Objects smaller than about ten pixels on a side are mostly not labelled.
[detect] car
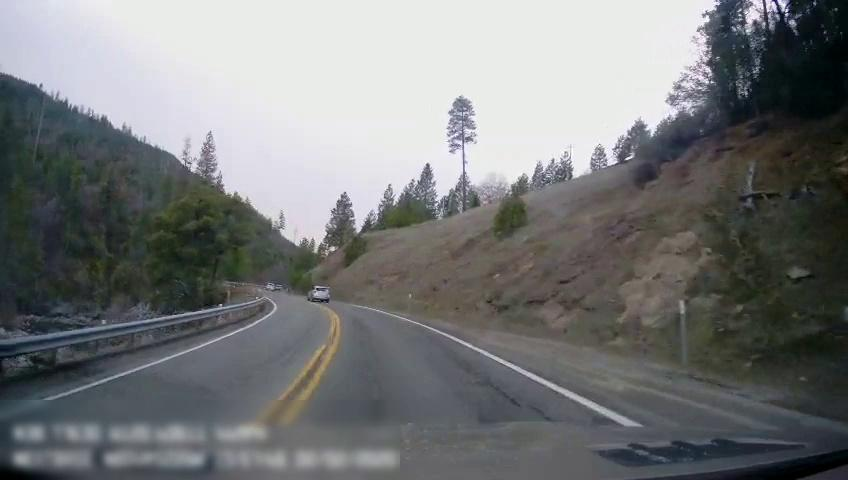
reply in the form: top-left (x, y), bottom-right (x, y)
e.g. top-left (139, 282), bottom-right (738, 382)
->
top-left (307, 285), bottom-right (330, 303)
